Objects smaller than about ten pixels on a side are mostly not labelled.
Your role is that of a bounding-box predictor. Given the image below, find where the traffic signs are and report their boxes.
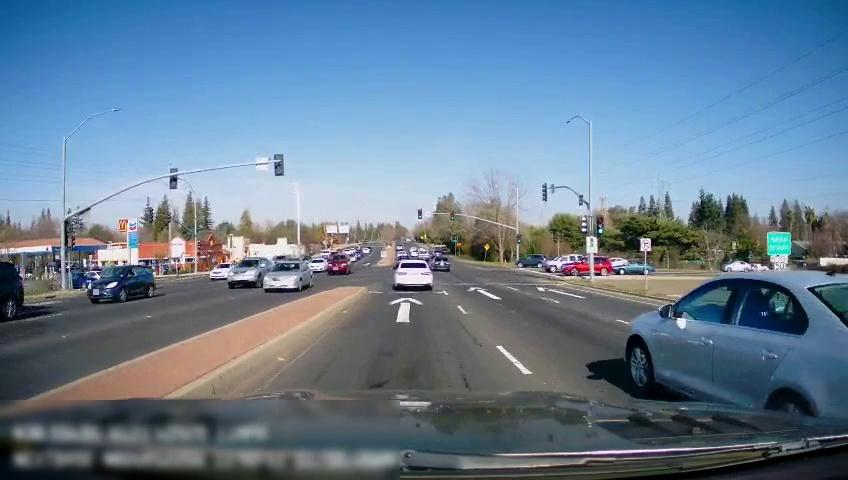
[641,238,652,251]
[768,233,791,256]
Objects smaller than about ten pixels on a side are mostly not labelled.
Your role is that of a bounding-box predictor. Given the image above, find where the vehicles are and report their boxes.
[263,261,313,295]
[417,249,430,260]
[208,263,232,281]
[391,259,433,292]
[70,271,97,289]
[622,271,848,417]
[750,263,770,271]
[514,255,546,269]
[87,264,155,305]
[227,257,275,290]
[85,271,102,279]
[0,260,25,323]
[610,257,630,266]
[327,255,352,276]
[722,261,751,273]
[542,254,583,274]
[307,258,328,273]
[561,256,613,276]
[612,261,656,276]
[430,256,450,272]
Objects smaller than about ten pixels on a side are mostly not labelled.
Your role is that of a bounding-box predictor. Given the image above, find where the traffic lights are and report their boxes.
[416,207,422,219]
[580,215,587,232]
[274,152,285,176]
[578,193,584,206]
[542,183,548,201]
[169,168,177,190]
[596,216,604,230]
